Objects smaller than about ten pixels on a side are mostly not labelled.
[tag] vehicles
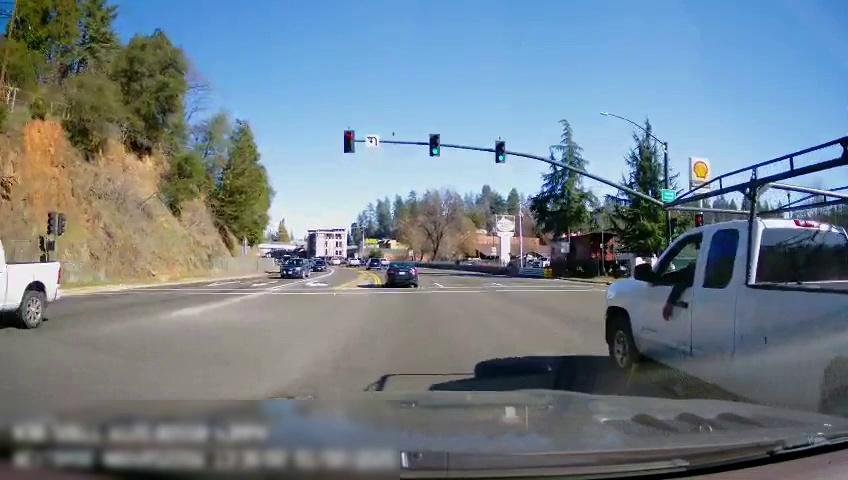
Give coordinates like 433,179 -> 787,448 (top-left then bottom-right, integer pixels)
385,261 -> 420,288
604,135 -> 848,417
0,239 -> 66,330
344,257 -> 361,268
379,258 -> 390,268
280,258 -> 314,280
313,260 -> 327,273
366,259 -> 381,271
328,258 -> 341,266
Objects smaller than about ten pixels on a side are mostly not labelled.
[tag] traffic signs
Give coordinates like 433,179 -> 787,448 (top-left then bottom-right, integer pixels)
367,134 -> 384,148
660,189 -> 677,204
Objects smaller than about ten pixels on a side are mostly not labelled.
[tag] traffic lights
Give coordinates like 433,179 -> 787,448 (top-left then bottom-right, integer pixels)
495,139 -> 506,165
57,213 -> 66,238
671,222 -> 679,241
46,211 -> 56,237
47,239 -> 55,251
428,133 -> 441,157
695,213 -> 704,231
343,128 -> 356,154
